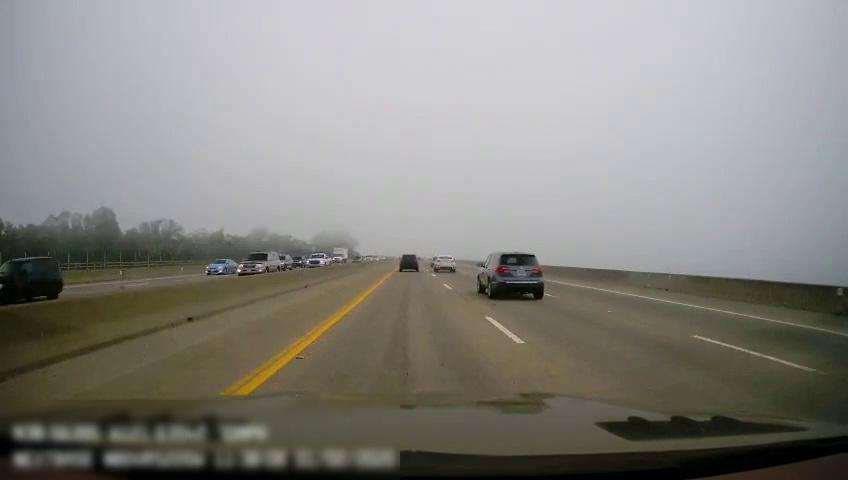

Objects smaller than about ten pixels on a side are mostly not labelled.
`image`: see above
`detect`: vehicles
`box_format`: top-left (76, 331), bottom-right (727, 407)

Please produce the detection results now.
top-left (432, 255), bottom-right (457, 273)
top-left (291, 256), bottom-right (310, 269)
top-left (205, 258), bottom-right (239, 276)
top-left (330, 247), bottom-right (349, 264)
top-left (430, 256), bottom-right (439, 268)
top-left (476, 251), bottom-right (545, 300)
top-left (277, 254), bottom-right (294, 272)
top-left (399, 254), bottom-right (419, 272)
top-left (351, 256), bottom-right (365, 264)
top-left (236, 251), bottom-right (282, 276)
top-left (0, 256), bottom-right (65, 306)
top-left (304, 252), bottom-right (332, 268)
